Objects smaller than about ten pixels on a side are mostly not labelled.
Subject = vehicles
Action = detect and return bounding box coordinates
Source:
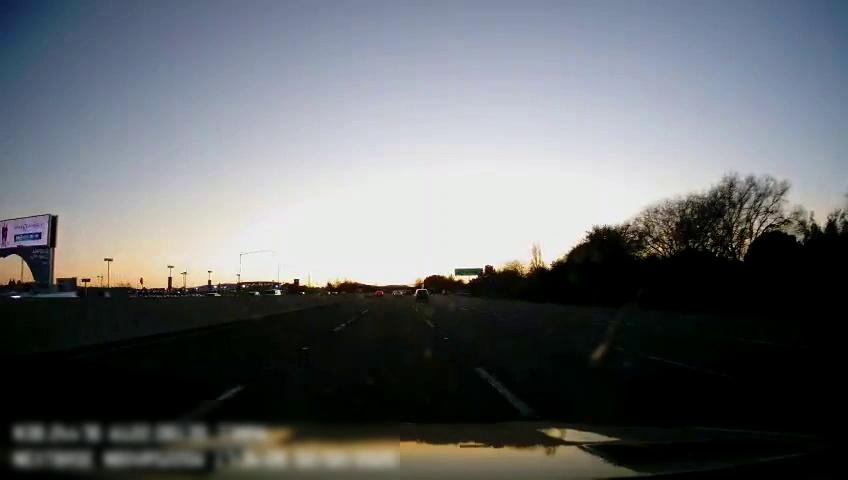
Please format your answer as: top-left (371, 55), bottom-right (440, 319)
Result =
top-left (263, 290), bottom-right (282, 297)
top-left (245, 292), bottom-right (261, 297)
top-left (0, 282), bottom-right (78, 301)
top-left (202, 292), bottom-right (222, 297)
top-left (319, 292), bottom-right (332, 297)
top-left (413, 289), bottom-right (429, 302)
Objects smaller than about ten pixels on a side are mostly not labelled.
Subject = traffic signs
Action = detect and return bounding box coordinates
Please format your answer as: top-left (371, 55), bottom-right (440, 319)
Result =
top-left (455, 268), bottom-right (483, 276)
